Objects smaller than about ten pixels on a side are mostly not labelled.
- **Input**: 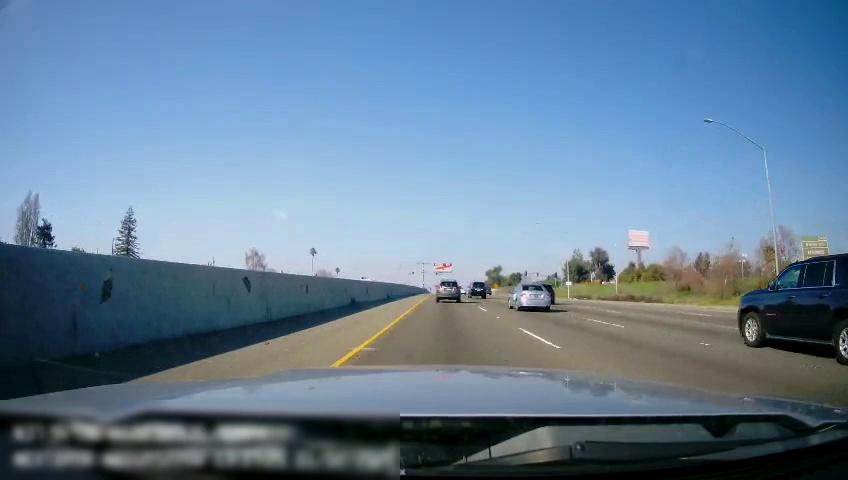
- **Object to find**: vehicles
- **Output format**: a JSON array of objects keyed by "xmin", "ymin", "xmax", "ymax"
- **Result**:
[
  {"xmin": 469, "ymin": 282, "xmax": 487, "ymax": 299},
  {"xmin": 542, "ymin": 284, "xmax": 555, "ymax": 305},
  {"xmin": 736, "ymin": 253, "xmax": 848, "ymax": 366},
  {"xmin": 434, "ymin": 280, "xmax": 462, "ymax": 303},
  {"xmin": 507, "ymin": 282, "xmax": 551, "ymax": 311}
]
